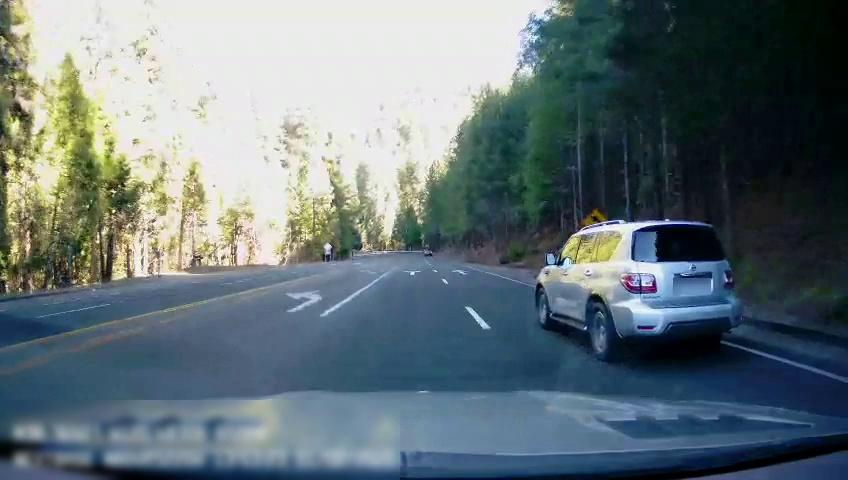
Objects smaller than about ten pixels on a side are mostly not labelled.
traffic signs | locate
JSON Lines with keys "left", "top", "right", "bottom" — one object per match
{"left": 581, "top": 208, "right": 607, "bottom": 230}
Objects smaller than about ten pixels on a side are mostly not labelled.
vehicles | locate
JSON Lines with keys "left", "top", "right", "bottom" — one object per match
{"left": 533, "top": 219, "right": 744, "bottom": 362}
{"left": 422, "top": 247, "right": 433, "bottom": 257}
